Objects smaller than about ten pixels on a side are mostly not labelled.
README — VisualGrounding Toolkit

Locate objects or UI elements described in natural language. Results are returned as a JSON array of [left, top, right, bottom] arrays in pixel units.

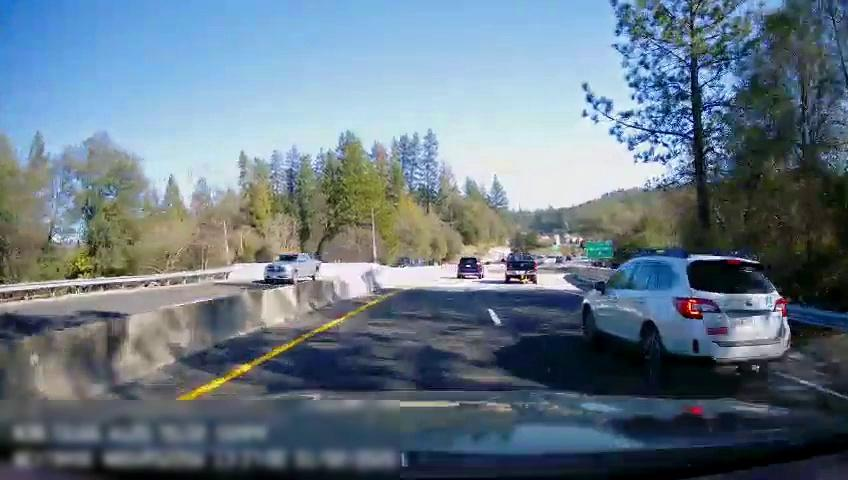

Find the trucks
[[500, 251, 539, 283], [262, 253, 322, 288]]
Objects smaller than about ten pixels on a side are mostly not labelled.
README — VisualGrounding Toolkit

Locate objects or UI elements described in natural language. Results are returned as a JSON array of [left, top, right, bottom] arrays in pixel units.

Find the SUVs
[[456, 256, 485, 278], [576, 252, 793, 391]]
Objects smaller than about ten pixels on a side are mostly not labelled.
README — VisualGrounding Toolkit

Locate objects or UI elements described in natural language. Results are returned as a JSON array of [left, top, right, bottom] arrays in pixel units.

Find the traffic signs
[[584, 239, 615, 261]]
